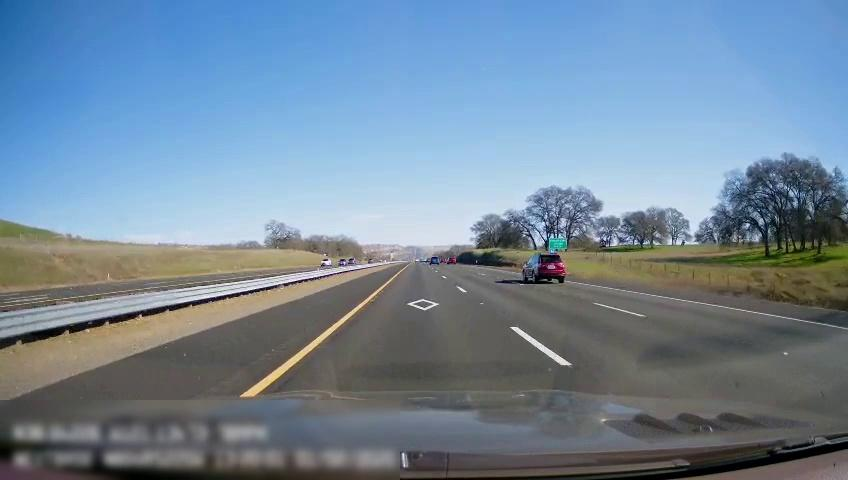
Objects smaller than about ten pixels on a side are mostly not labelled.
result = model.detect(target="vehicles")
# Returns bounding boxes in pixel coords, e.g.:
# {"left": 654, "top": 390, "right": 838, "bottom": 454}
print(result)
{"left": 522, "top": 253, "right": 566, "bottom": 286}
{"left": 320, "top": 258, "right": 332, "bottom": 267}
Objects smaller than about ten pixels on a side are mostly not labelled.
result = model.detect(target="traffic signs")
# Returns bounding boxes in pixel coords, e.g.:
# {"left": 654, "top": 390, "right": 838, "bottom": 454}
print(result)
{"left": 549, "top": 238, "right": 567, "bottom": 250}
